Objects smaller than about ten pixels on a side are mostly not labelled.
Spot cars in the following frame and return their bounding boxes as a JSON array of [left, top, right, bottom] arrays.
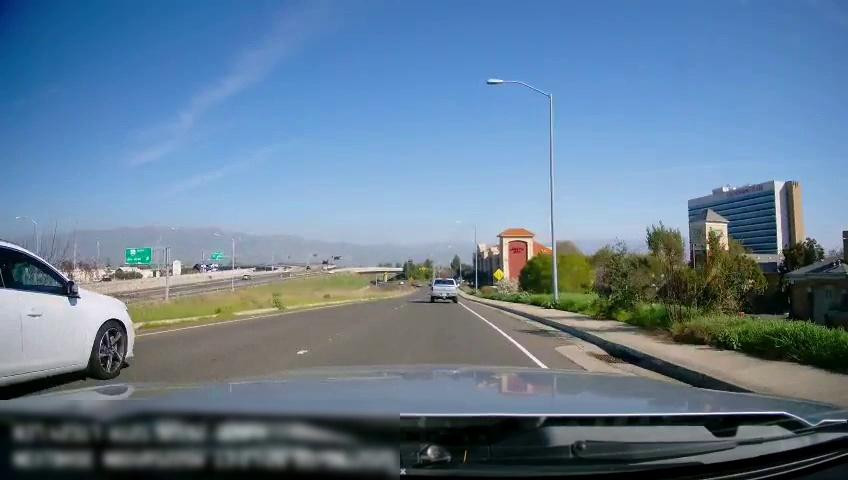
[[0, 241, 135, 386]]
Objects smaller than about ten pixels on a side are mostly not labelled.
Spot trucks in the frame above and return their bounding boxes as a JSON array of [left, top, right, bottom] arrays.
[[427, 278, 461, 304]]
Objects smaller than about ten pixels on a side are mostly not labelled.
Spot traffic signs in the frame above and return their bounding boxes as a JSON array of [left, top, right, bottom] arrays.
[[211, 252, 224, 261], [493, 268, 505, 282], [124, 246, 154, 265]]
